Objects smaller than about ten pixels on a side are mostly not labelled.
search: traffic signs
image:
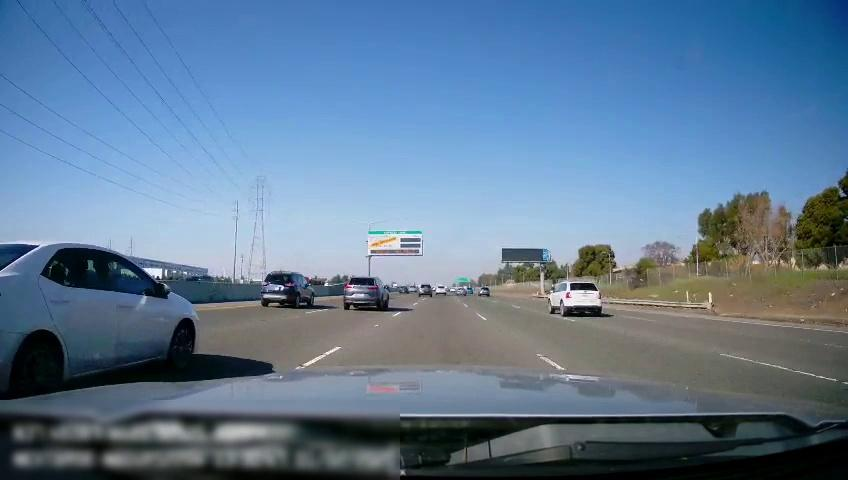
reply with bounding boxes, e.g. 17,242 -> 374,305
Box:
367,229 -> 423,256
457,277 -> 469,284
542,247 -> 551,261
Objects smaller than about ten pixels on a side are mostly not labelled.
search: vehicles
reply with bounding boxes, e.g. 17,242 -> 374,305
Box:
544,280 -> 603,318
302,275 -> 326,287
454,287 -> 467,296
435,285 -> 447,295
259,271 -> 316,309
343,275 -> 390,311
0,239 -> 201,403
185,275 -> 215,282
418,283 -> 433,297
478,286 -> 490,296
398,285 -> 409,294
